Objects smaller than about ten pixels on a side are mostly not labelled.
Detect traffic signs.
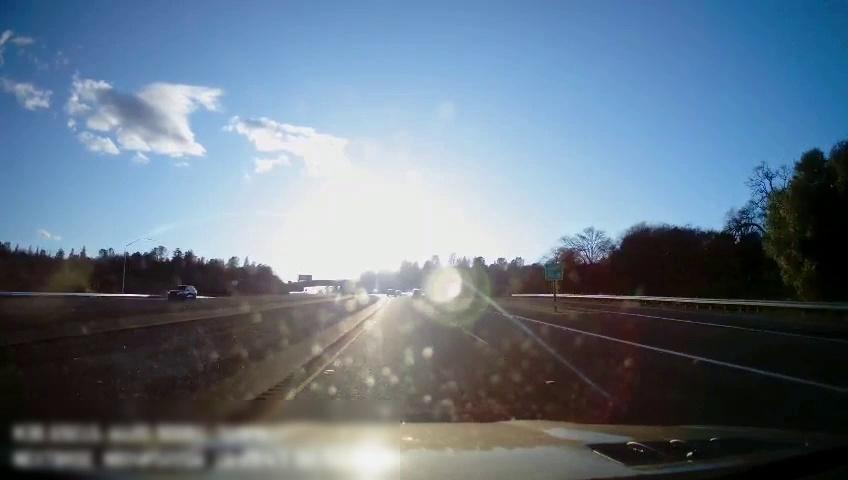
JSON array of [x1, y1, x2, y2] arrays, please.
[[544, 262, 564, 281]]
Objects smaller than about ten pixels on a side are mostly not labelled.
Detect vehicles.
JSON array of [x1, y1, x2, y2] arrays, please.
[[167, 285, 198, 300], [412, 289, 423, 298]]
